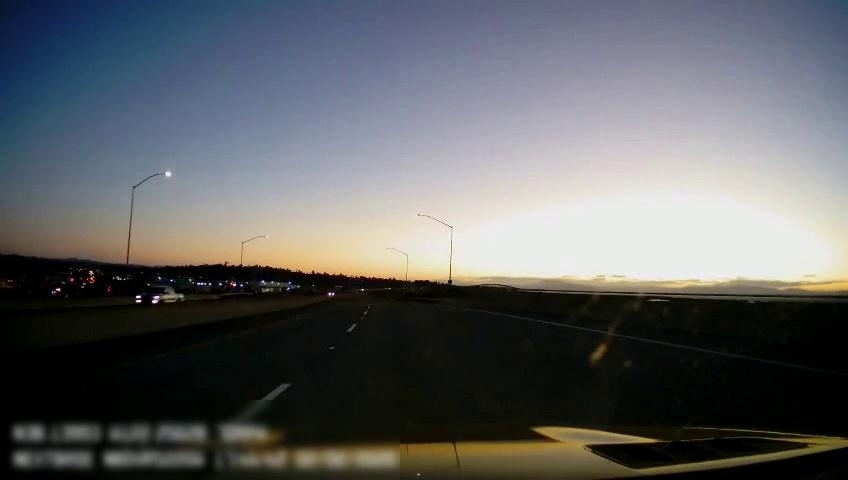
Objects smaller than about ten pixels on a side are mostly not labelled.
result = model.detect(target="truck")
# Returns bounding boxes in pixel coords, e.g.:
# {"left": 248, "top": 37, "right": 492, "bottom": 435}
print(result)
{"left": 135, "top": 285, "right": 185, "bottom": 306}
